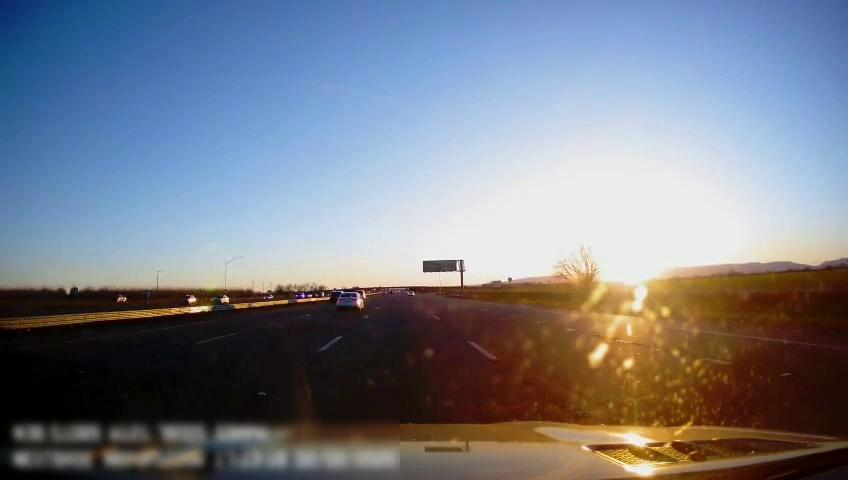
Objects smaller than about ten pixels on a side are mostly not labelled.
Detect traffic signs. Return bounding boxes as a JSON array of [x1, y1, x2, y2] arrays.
[[423, 260, 457, 272]]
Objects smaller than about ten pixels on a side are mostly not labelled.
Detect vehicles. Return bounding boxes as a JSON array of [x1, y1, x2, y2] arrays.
[[329, 291, 343, 303], [181, 295, 197, 304], [112, 295, 127, 303], [295, 292, 306, 299], [336, 291, 364, 312], [263, 294, 274, 301], [354, 289, 366, 299], [212, 295, 230, 304]]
